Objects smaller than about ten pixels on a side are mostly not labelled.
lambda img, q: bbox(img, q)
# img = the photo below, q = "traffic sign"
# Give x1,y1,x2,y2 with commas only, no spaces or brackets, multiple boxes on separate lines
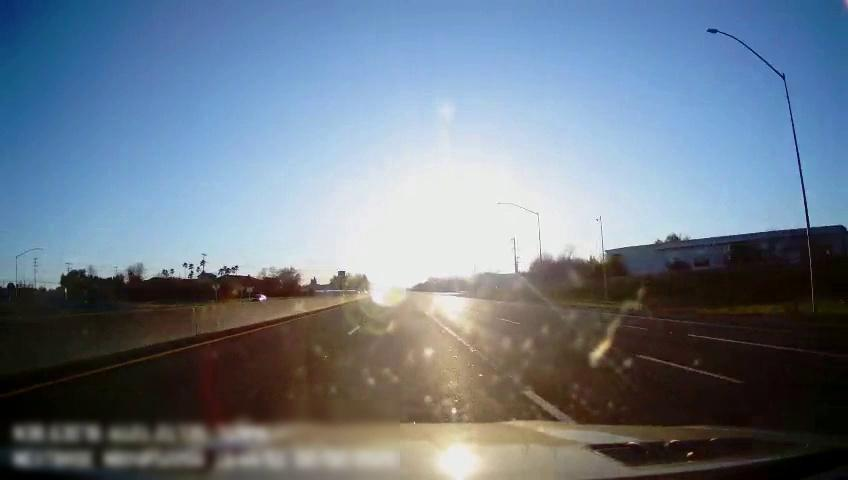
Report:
338,271,346,287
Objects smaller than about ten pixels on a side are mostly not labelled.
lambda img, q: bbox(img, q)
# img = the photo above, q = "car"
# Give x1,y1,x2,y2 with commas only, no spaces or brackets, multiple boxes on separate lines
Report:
251,295,267,303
